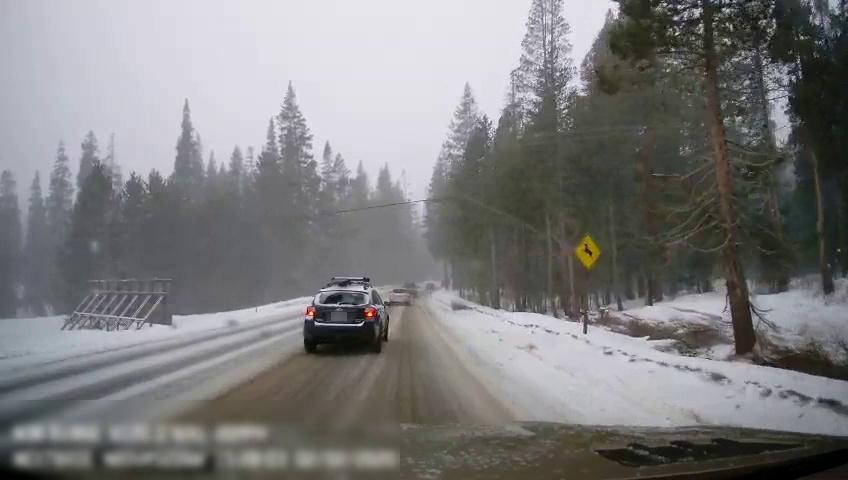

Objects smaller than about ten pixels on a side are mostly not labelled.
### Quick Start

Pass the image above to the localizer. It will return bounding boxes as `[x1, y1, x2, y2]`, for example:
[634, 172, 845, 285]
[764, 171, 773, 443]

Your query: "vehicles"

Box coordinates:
[388, 288, 411, 306]
[401, 282, 421, 299]
[302, 276, 392, 354]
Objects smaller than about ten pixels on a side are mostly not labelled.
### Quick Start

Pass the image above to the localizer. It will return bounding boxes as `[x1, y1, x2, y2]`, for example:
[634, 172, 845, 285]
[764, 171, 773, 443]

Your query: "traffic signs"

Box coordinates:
[573, 234, 602, 270]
